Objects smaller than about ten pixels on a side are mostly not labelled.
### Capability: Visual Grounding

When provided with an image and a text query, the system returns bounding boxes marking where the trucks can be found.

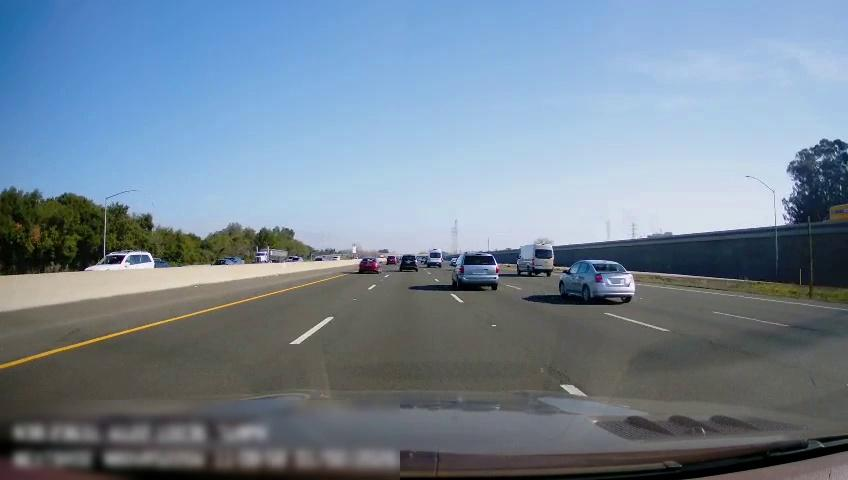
[822,203,848,223]
[254,244,290,264]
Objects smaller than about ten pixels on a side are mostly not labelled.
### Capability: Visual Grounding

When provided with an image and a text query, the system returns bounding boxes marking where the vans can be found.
[449,251,500,291]
[516,243,554,278]
[426,248,443,268]
[386,255,399,266]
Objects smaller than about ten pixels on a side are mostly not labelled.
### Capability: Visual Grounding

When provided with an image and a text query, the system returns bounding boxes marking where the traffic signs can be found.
[351,243,357,254]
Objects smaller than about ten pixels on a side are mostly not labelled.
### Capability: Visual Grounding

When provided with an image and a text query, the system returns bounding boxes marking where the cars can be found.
[151,258,170,268]
[358,257,384,274]
[283,256,304,263]
[558,259,635,304]
[213,255,245,265]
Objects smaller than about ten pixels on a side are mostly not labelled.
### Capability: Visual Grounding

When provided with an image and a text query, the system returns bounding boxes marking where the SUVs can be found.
[399,255,419,272]
[83,249,155,272]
